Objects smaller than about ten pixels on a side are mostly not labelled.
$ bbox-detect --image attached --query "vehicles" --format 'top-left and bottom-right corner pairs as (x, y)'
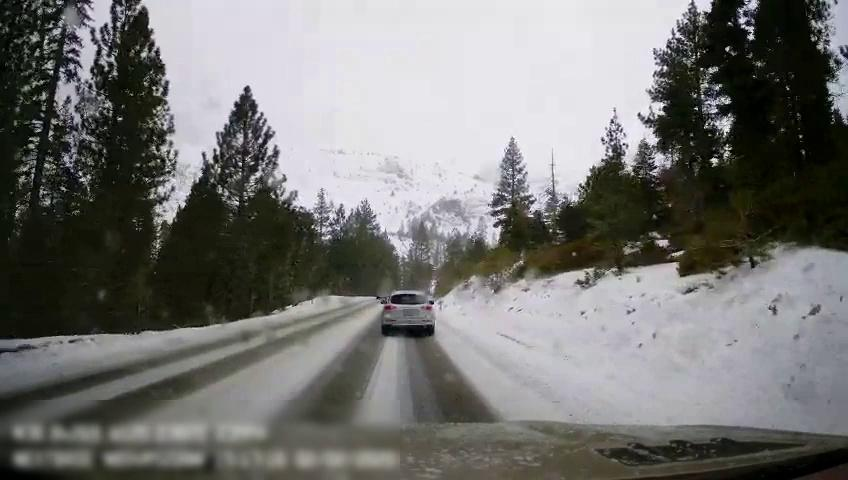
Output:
(379, 290), (436, 336)
(376, 288), (388, 300)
